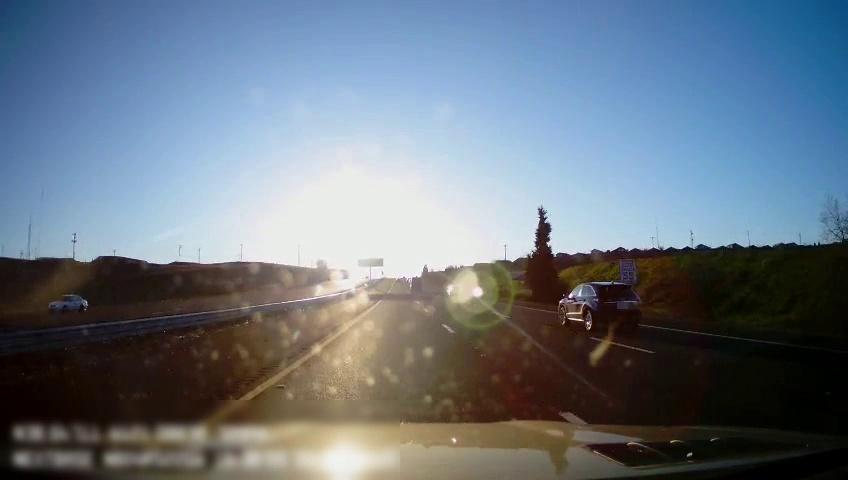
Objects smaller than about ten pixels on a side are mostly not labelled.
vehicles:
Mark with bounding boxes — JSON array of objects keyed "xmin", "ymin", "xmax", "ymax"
[
  {"xmin": 557, "ymin": 282, "xmax": 642, "ymax": 333},
  {"xmin": 445, "ymin": 285, "xmax": 462, "ymax": 298},
  {"xmin": 47, "ymin": 294, "xmax": 88, "ymax": 313},
  {"xmin": 411, "ymin": 277, "xmax": 422, "ymax": 292}
]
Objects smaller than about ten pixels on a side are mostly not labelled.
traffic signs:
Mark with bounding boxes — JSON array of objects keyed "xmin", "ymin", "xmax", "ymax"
[{"xmin": 620, "ymin": 258, "xmax": 637, "ymax": 285}]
